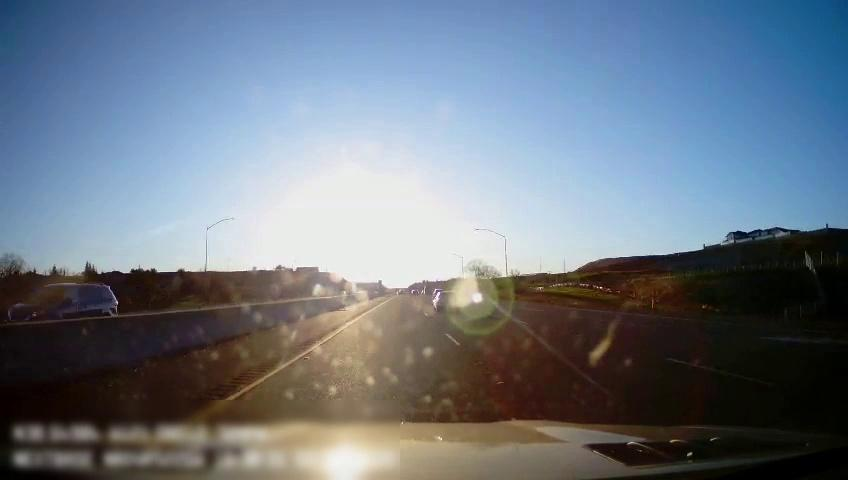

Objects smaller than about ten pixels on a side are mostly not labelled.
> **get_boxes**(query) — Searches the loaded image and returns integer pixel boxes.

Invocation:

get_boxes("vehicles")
[433,291,456,313]
[7,283,119,322]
